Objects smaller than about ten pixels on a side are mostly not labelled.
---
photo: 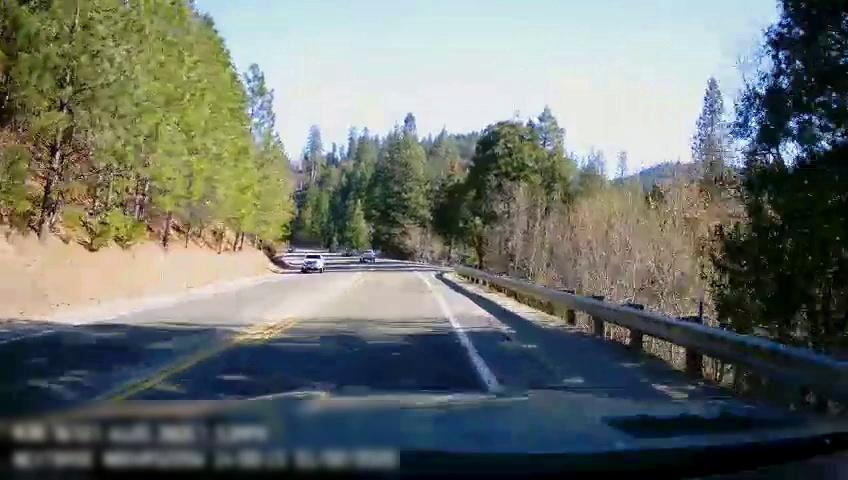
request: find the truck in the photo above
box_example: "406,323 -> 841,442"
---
360,251 -> 375,263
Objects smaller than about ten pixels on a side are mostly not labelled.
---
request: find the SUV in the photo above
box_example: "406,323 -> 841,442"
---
301,254 -> 326,273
